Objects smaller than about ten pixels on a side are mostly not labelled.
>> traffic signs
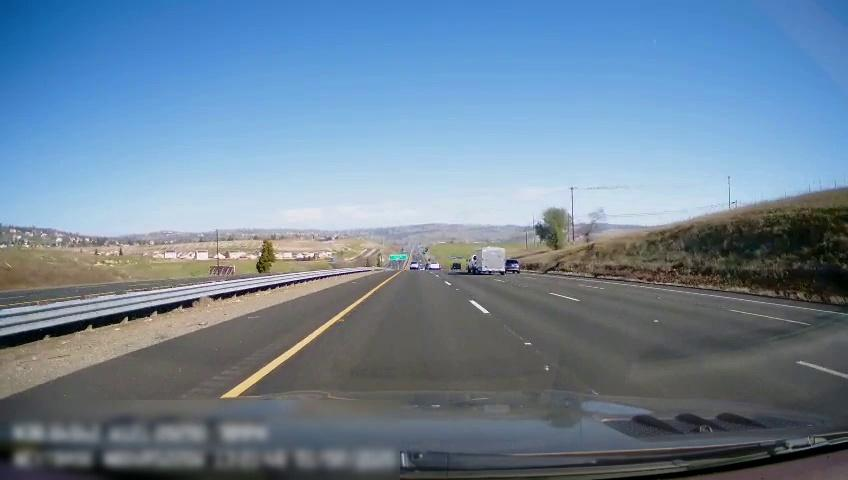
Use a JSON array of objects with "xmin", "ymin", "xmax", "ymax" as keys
[{"xmin": 387, "ymin": 253, "xmax": 408, "ymax": 261}]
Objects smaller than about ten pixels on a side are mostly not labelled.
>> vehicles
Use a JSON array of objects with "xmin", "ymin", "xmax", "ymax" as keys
[
  {"xmin": 450, "ymin": 262, "xmax": 462, "ymax": 271},
  {"xmin": 505, "ymin": 259, "xmax": 520, "ymax": 273},
  {"xmin": 466, "ymin": 254, "xmax": 478, "ymax": 273},
  {"xmin": 427, "ymin": 260, "xmax": 440, "ymax": 270},
  {"xmin": 477, "ymin": 247, "xmax": 506, "ymax": 275}
]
